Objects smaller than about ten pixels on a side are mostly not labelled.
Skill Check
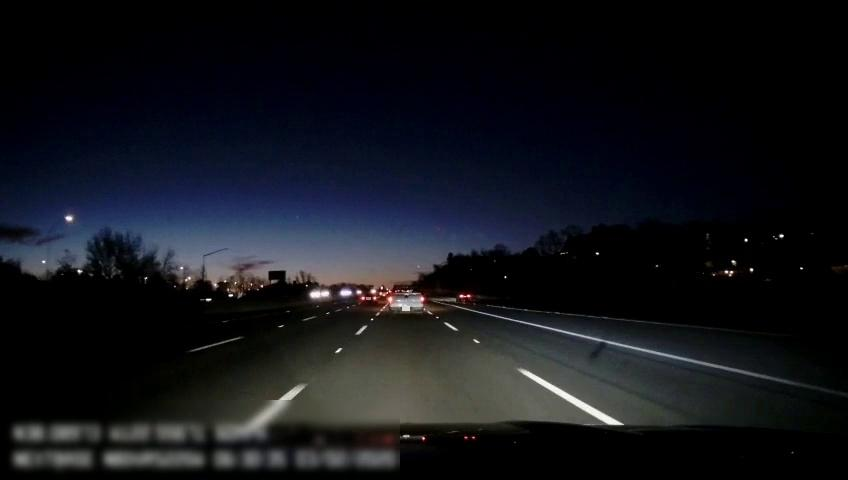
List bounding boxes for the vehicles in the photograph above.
[455,292,474,304]
[385,286,425,316]
[359,292,380,306]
